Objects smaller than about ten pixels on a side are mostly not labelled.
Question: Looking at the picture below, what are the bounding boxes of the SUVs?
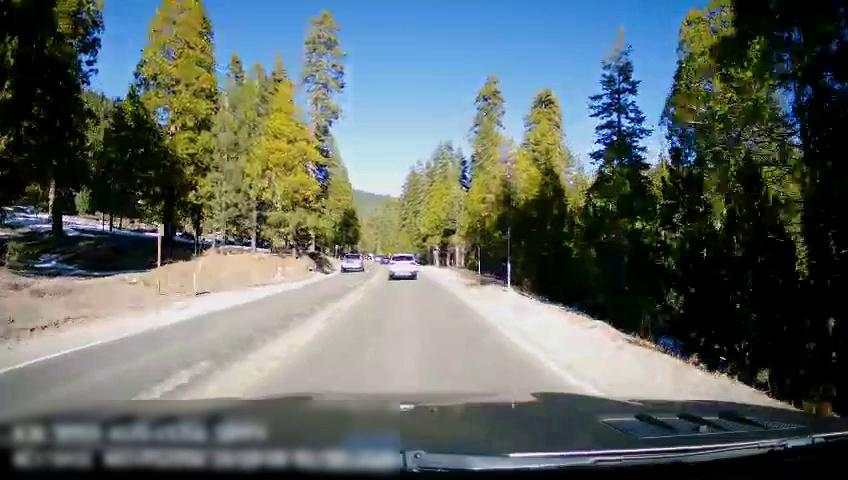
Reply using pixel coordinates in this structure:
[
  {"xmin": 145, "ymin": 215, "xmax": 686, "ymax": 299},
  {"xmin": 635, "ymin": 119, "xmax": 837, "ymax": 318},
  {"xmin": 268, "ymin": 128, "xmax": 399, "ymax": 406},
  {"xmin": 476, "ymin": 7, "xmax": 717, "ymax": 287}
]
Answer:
[
  {"xmin": 341, "ymin": 253, "xmax": 366, "ymax": 274},
  {"xmin": 388, "ymin": 256, "xmax": 418, "ymax": 281}
]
